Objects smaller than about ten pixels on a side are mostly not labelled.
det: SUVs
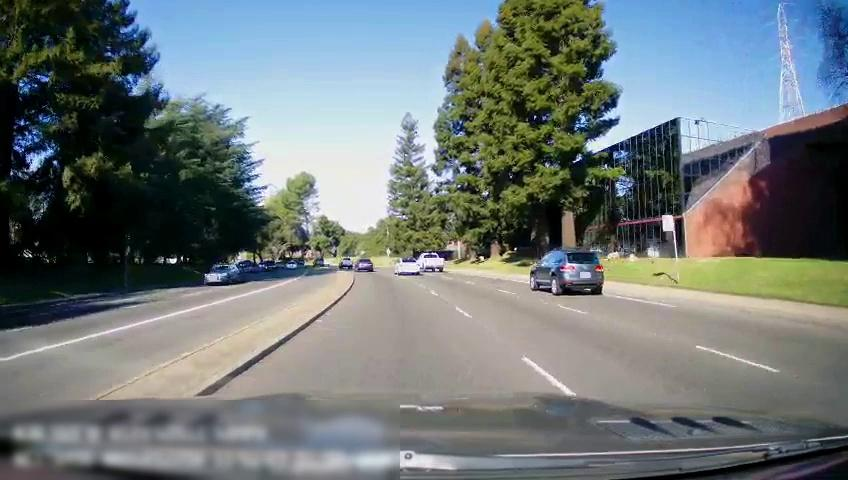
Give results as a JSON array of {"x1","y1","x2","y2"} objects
[
  {"x1": 528, "y1": 248, "x2": 605, "y2": 297},
  {"x1": 357, "y1": 258, "x2": 373, "y2": 272}
]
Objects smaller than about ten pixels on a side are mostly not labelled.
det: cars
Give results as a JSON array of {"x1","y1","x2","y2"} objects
[
  {"x1": 393, "y1": 257, "x2": 420, "y2": 275},
  {"x1": 205, "y1": 265, "x2": 241, "y2": 286}
]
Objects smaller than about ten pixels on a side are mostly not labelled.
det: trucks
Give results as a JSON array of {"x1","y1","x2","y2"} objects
[
  {"x1": 419, "y1": 252, "x2": 445, "y2": 272},
  {"x1": 338, "y1": 257, "x2": 353, "y2": 270}
]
